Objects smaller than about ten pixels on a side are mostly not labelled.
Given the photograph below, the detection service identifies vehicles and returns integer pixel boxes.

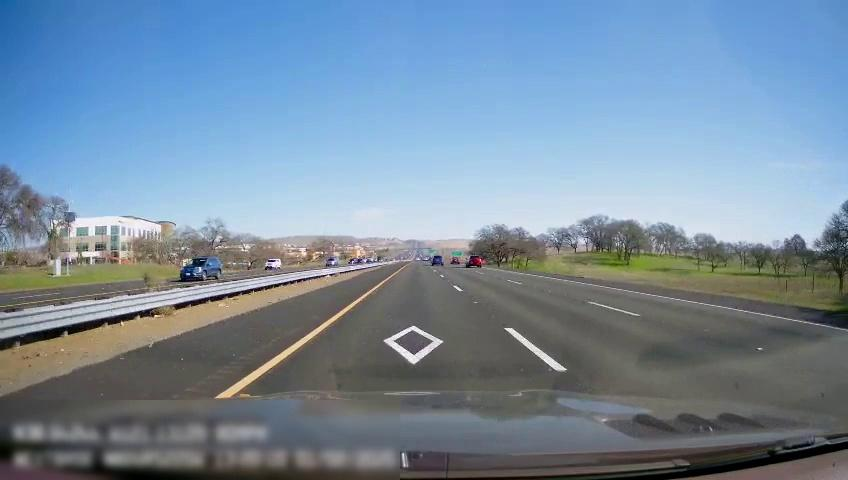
[179,256,224,282]
[325,255,339,267]
[432,255,444,266]
[264,258,282,271]
[465,254,482,268]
